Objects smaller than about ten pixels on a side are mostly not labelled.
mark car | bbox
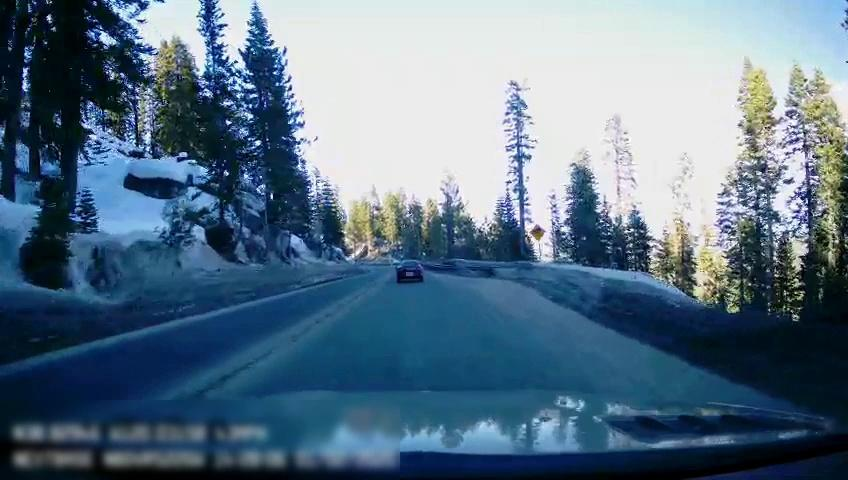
[393,259,424,284]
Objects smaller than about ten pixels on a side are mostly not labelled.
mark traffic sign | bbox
[530,223,546,241]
